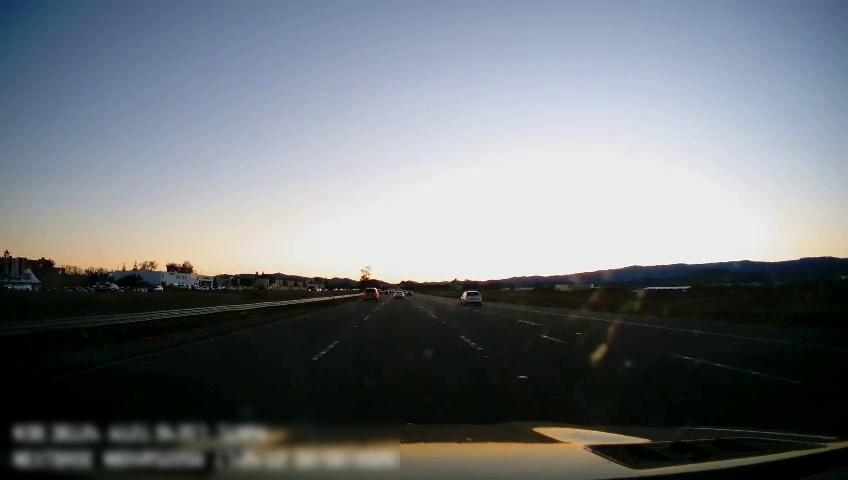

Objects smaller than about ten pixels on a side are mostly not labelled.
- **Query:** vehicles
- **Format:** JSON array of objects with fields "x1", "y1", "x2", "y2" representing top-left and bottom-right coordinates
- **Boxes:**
[
  {"x1": 459, "y1": 291, "x2": 482, "y2": 308},
  {"x1": 393, "y1": 290, "x2": 405, "y2": 300},
  {"x1": 5, "y1": 281, "x2": 32, "y2": 292},
  {"x1": 97, "y1": 283, "x2": 120, "y2": 293},
  {"x1": 363, "y1": 288, "x2": 380, "y2": 302},
  {"x1": 147, "y1": 285, "x2": 163, "y2": 292}
]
